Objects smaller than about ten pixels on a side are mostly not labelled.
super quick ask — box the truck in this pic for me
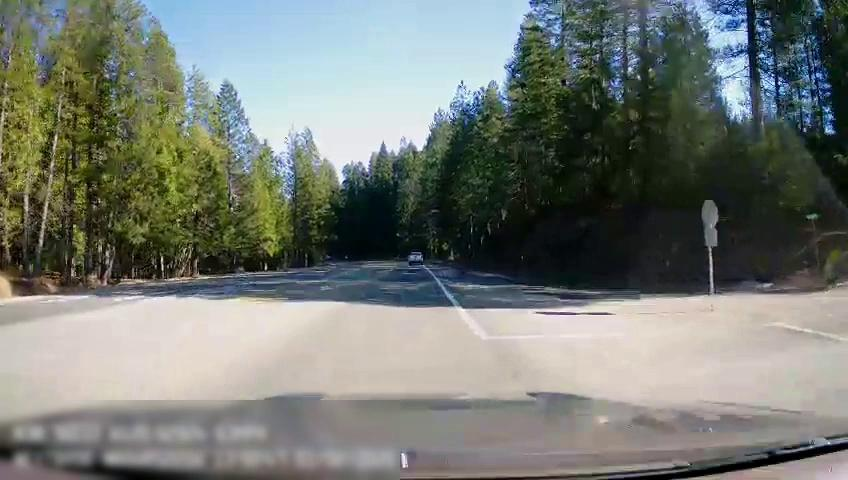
[407,252,424,266]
